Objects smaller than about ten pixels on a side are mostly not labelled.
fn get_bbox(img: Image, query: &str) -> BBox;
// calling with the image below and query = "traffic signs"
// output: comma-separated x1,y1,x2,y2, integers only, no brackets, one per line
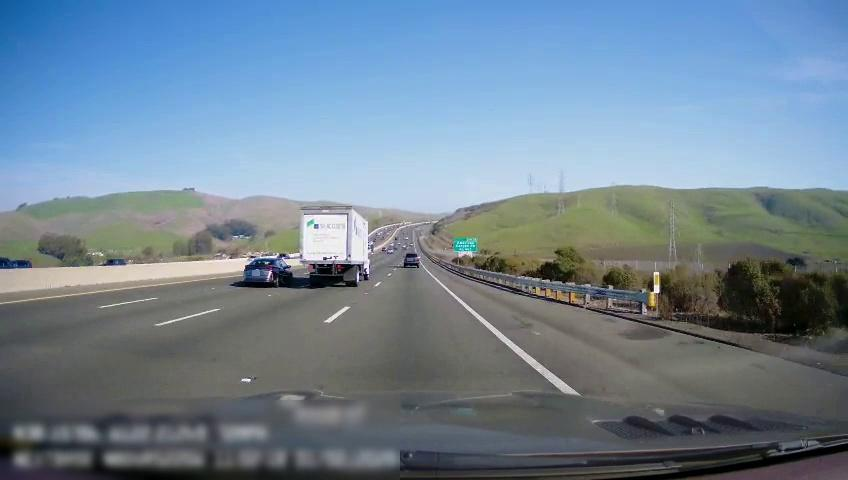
458,251,473,259
453,237,479,253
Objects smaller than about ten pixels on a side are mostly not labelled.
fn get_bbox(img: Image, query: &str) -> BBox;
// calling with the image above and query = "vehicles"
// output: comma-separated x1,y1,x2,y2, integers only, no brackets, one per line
402,252,420,268
299,204,374,288
7,259,33,269
241,256,293,289
277,253,291,260
0,256,12,269
96,258,128,267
